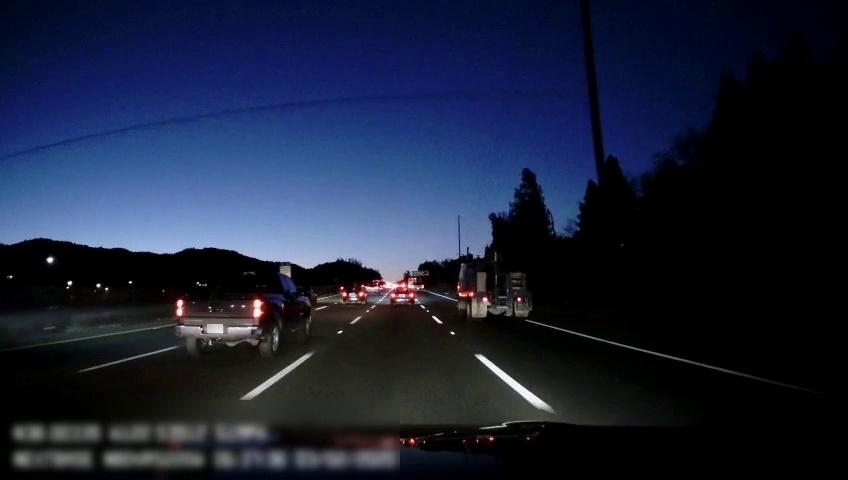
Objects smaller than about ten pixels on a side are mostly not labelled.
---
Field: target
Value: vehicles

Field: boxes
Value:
[298,286,317,306]
[411,281,425,291]
[176,272,313,360]
[390,284,415,305]
[456,266,533,323]
[367,280,384,293]
[342,285,369,306]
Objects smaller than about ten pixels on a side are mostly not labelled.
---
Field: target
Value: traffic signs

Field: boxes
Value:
[279,262,292,278]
